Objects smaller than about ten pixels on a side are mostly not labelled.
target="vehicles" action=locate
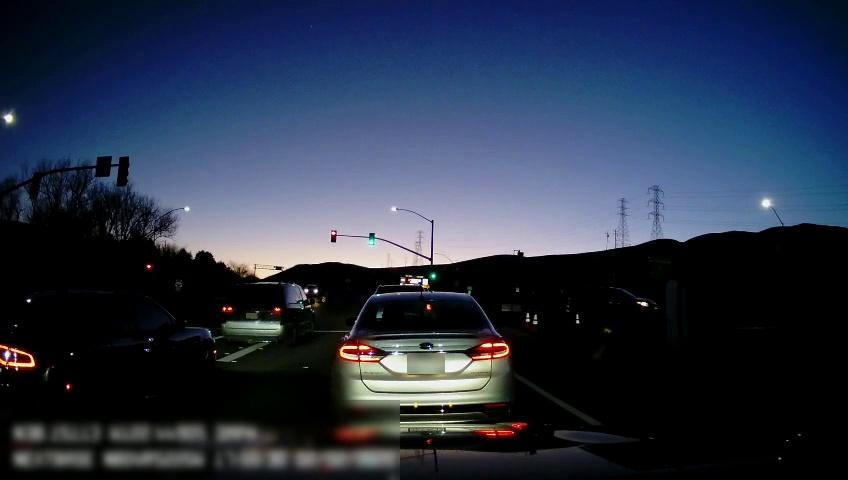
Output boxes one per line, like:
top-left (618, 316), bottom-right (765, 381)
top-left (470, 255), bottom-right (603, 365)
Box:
top-left (0, 288), bottom-right (217, 448)
top-left (303, 284), bottom-right (319, 298)
top-left (566, 286), bottom-right (659, 321)
top-left (334, 291), bottom-right (515, 426)
top-left (219, 281), bottom-right (316, 345)
top-left (373, 284), bottom-right (430, 306)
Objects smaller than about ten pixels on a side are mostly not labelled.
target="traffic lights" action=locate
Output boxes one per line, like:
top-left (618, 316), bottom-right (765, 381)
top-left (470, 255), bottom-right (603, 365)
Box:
top-left (116, 155), bottom-right (130, 187)
top-left (368, 232), bottom-right (375, 246)
top-left (330, 229), bottom-right (337, 244)
top-left (29, 172), bottom-right (42, 200)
